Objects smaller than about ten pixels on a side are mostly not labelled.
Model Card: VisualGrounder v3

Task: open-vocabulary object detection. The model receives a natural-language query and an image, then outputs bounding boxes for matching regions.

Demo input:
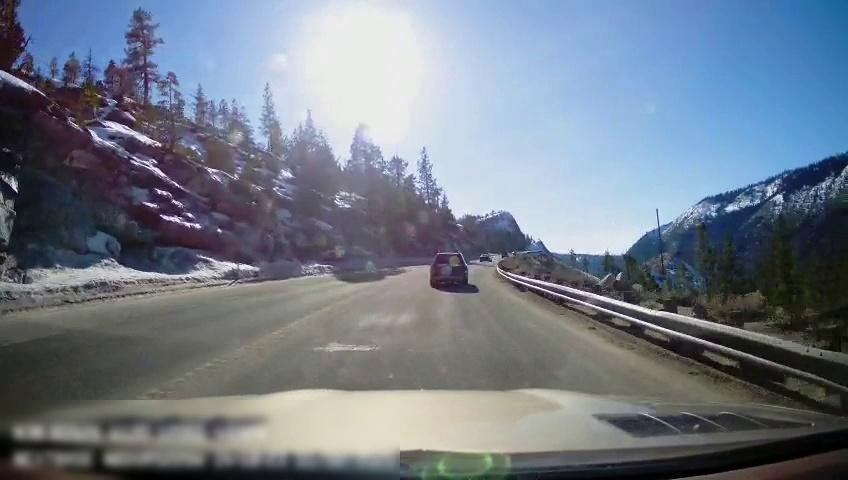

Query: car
[478,253,491,263]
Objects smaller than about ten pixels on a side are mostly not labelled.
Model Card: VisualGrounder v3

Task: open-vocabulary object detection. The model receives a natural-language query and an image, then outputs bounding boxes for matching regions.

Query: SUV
[429,251,473,290]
